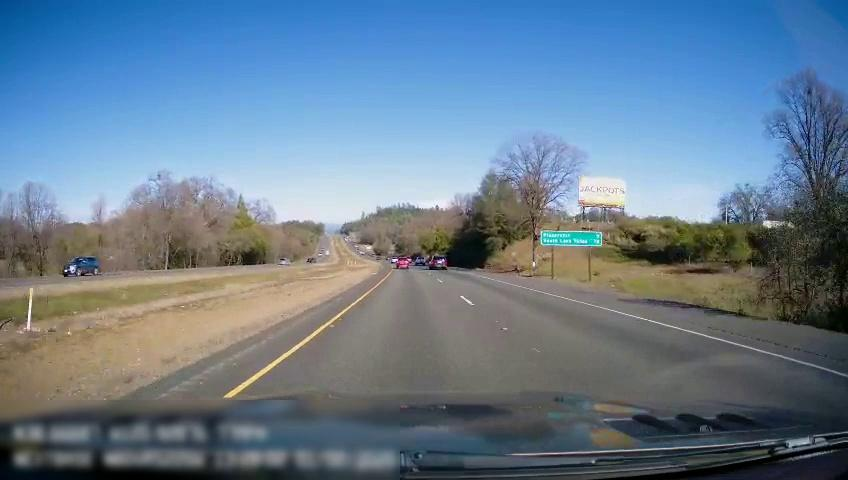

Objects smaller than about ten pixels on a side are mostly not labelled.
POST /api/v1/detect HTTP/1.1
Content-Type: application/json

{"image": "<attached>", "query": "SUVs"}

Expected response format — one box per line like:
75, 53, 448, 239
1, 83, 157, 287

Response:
428, 254, 448, 270
61, 255, 104, 278
395, 256, 411, 269
414, 256, 426, 266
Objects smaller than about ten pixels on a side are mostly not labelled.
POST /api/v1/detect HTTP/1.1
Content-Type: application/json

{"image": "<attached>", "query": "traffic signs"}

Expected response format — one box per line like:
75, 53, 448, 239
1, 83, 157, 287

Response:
539, 231, 603, 247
